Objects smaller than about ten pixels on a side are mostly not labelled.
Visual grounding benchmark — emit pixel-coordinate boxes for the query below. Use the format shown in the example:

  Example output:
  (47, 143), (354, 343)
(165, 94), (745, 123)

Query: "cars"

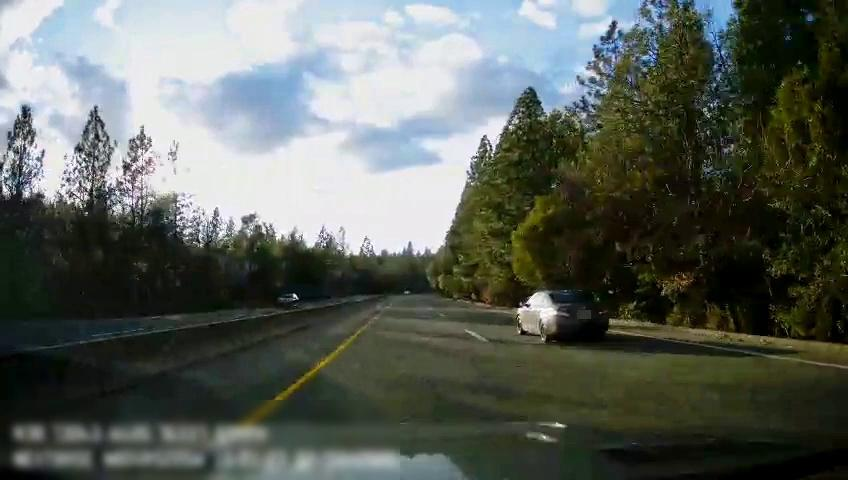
(515, 289), (610, 344)
(276, 292), (300, 309)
